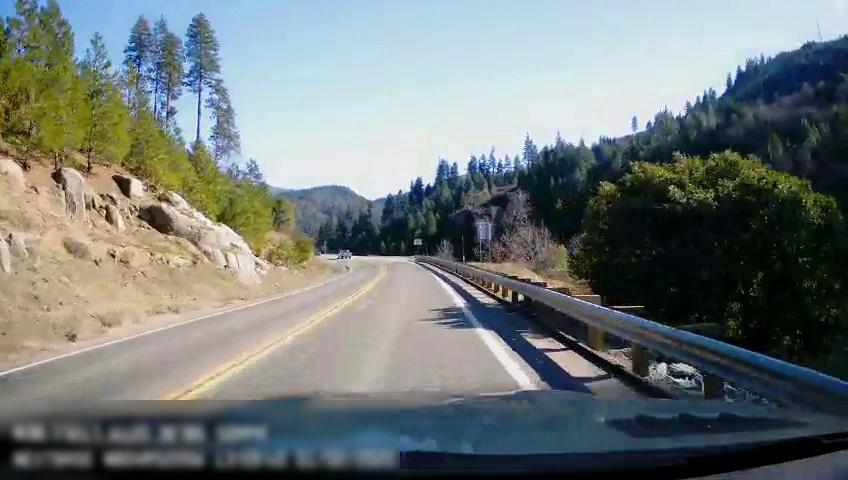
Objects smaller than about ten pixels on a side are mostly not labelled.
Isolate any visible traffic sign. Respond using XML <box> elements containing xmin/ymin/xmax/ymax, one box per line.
<box><xmin>412</xmin><ymin>238</ymin><xmax>423</xmax><ymax>246</ymax></box>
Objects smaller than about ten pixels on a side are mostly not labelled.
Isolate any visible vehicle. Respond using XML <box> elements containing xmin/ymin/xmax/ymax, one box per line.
<box><xmin>337</xmin><ymin>249</ymin><xmax>352</xmax><ymax>259</ymax></box>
